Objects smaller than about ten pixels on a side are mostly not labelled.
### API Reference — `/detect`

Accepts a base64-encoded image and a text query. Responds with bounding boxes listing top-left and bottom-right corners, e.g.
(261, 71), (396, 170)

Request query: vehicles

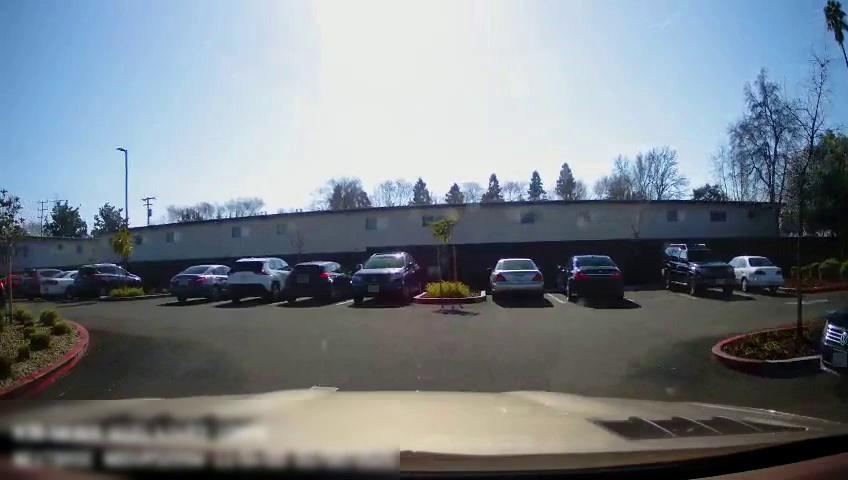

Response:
(661, 243), (737, 297)
(350, 250), (424, 305)
(39, 270), (79, 299)
(728, 256), (785, 294)
(487, 257), (545, 304)
(286, 261), (355, 304)
(814, 311), (848, 382)
(225, 257), (294, 305)
(170, 264), (231, 303)
(2, 272), (24, 295)
(19, 268), (65, 298)
(558, 255), (624, 303)
(0, 280), (10, 314)
(73, 264), (144, 299)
